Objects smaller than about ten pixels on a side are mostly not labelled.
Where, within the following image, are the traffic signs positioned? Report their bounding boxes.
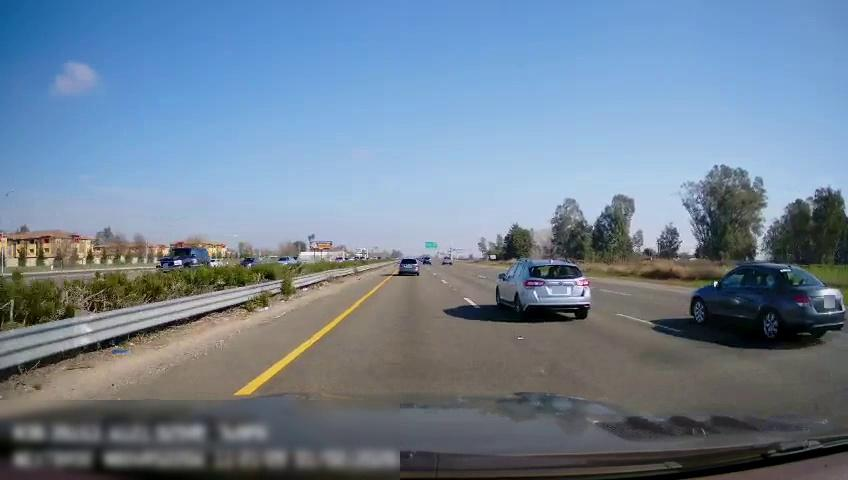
[424,241,438,249]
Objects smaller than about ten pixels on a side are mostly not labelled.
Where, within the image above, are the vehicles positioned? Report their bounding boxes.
[334,255,346,264]
[687,262,848,343]
[440,256,453,265]
[396,258,420,277]
[239,256,263,269]
[157,246,211,274]
[207,258,224,269]
[274,255,298,267]
[494,258,592,323]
